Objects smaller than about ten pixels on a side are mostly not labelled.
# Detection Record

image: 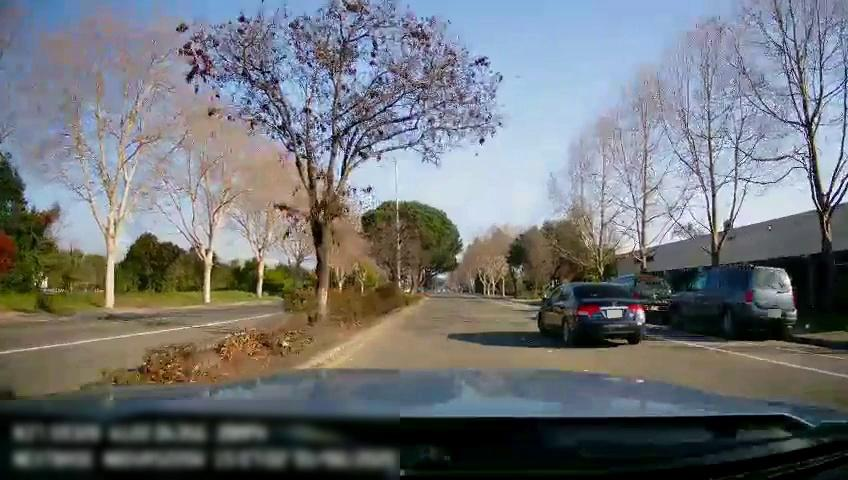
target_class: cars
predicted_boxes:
[536,281,646,348]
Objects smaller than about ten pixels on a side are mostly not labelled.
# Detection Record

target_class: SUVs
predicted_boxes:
[608,273,672,325]
[664,262,798,342]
